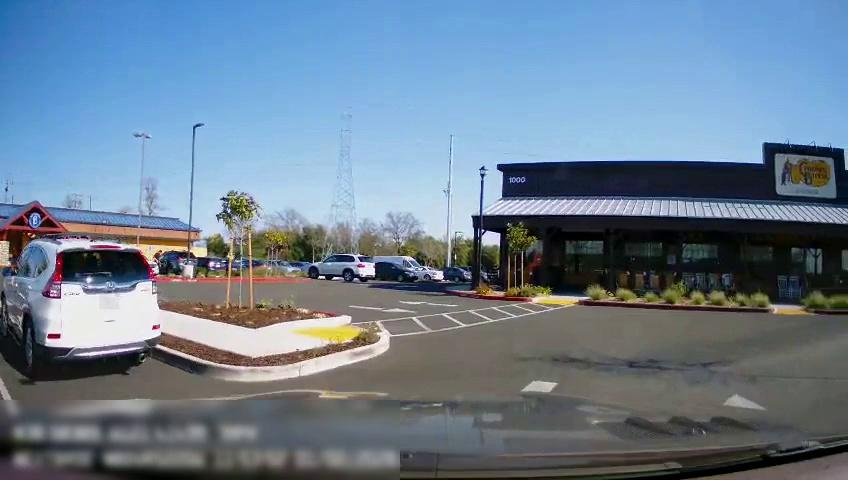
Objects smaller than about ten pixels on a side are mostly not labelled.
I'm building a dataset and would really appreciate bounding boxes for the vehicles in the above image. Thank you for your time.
[462,263,500,281]
[221,258,245,274]
[408,266,443,281]
[0,238,161,373]
[308,253,377,283]
[152,250,198,276]
[371,255,422,268]
[375,262,418,281]
[195,256,225,275]
[437,266,472,281]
